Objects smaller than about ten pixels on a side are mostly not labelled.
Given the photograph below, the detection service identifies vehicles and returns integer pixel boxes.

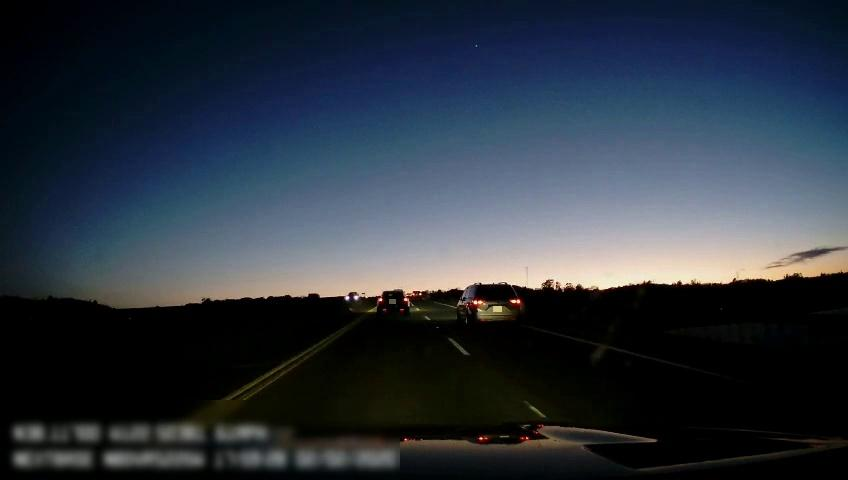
[344,291,361,302]
[377,291,409,316]
[413,290,424,300]
[457,283,523,327]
